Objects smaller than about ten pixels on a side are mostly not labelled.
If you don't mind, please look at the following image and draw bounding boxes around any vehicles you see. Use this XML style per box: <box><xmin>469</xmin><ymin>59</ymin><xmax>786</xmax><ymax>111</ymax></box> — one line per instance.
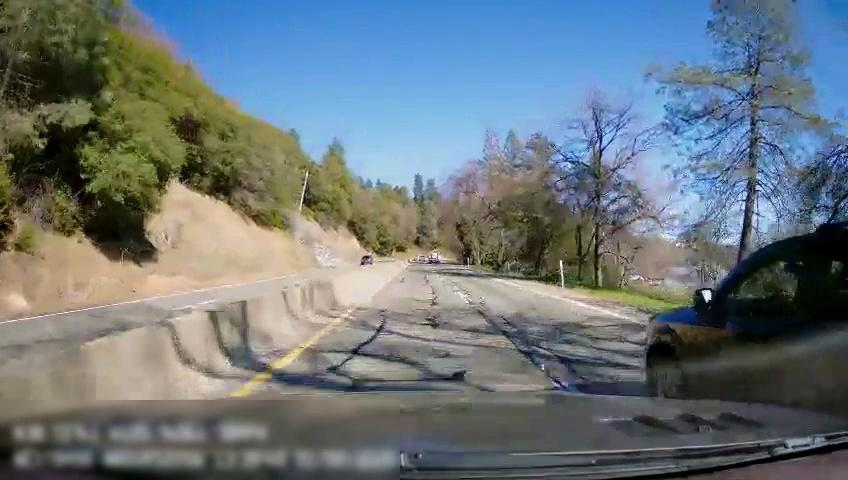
<box><xmin>639</xmin><ymin>218</ymin><xmax>848</xmax><ymax>416</ymax></box>
<box><xmin>428</xmin><ymin>249</ymin><xmax>441</xmax><ymax>265</ymax></box>
<box><xmin>360</xmin><ymin>255</ymin><xmax>374</xmax><ymax>265</ymax></box>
